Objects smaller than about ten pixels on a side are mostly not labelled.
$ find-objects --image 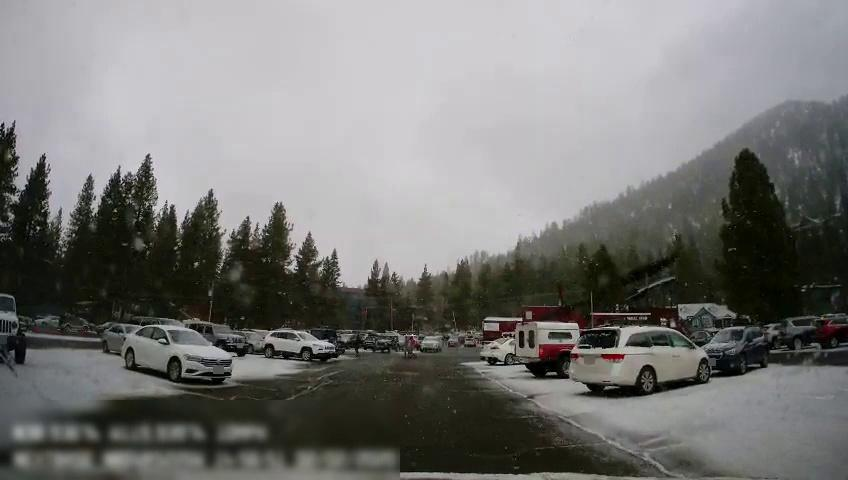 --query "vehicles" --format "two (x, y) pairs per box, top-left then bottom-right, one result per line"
(137, 317), (190, 328)
(310, 329), (336, 346)
(120, 323), (233, 383)
(261, 329), (337, 363)
(373, 332), (399, 352)
(362, 333), (376, 351)
(570, 327), (713, 395)
(100, 323), (141, 353)
(514, 321), (580, 380)
(782, 315), (815, 352)
(0, 295), (25, 364)
(812, 316), (848, 350)
(182, 320), (248, 358)
(333, 333), (345, 358)
(766, 323), (781, 349)
(480, 337), (515, 366)
(701, 325), (768, 377)
(420, 336), (442, 352)
(246, 330), (267, 354)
